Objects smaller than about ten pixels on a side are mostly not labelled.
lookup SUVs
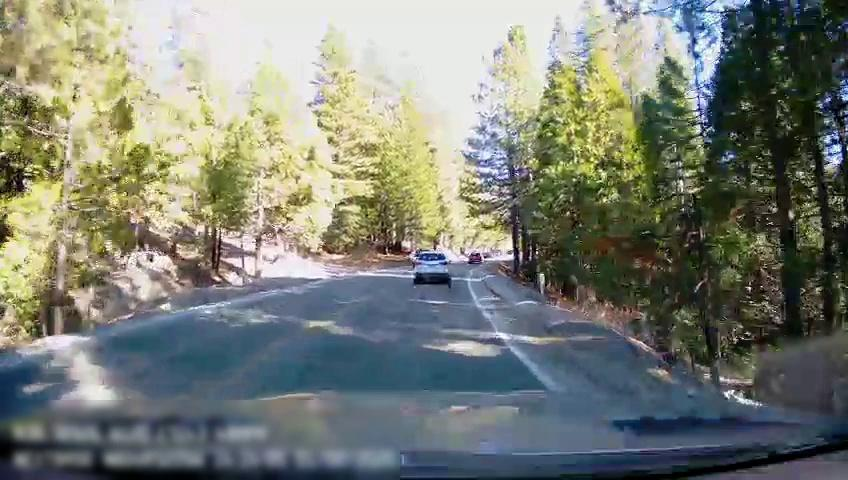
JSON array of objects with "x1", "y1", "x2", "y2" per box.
[
  {"x1": 413, "y1": 250, "x2": 451, "y2": 284},
  {"x1": 467, "y1": 253, "x2": 483, "y2": 265}
]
